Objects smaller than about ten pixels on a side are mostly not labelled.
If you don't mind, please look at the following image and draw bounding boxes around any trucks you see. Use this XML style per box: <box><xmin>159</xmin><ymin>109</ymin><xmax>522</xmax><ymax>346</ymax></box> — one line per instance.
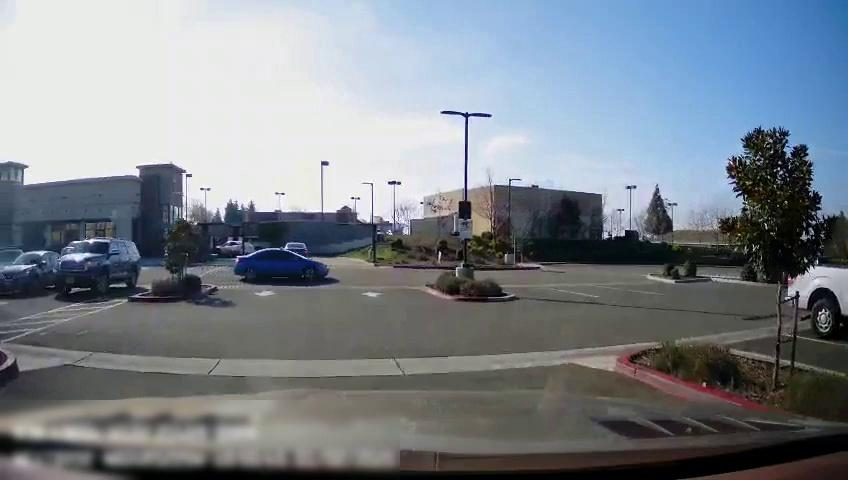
<box><xmin>785</xmin><ymin>261</ymin><xmax>848</xmax><ymax>337</ymax></box>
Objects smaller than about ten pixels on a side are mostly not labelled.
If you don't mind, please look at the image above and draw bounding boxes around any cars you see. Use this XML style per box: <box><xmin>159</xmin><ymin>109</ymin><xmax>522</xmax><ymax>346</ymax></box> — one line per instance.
<box><xmin>216</xmin><ymin>240</ymin><xmax>254</xmax><ymax>256</ymax></box>
<box><xmin>232</xmin><ymin>247</ymin><xmax>329</xmax><ymax>281</ymax></box>
<box><xmin>0</xmin><ymin>250</ymin><xmax>61</xmax><ymax>294</ymax></box>
<box><xmin>285</xmin><ymin>242</ymin><xmax>310</xmax><ymax>257</ymax></box>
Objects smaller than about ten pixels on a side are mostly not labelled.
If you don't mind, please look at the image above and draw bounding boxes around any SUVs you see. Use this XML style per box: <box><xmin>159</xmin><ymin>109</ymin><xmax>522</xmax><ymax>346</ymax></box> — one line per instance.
<box><xmin>53</xmin><ymin>237</ymin><xmax>142</xmax><ymax>298</ymax></box>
